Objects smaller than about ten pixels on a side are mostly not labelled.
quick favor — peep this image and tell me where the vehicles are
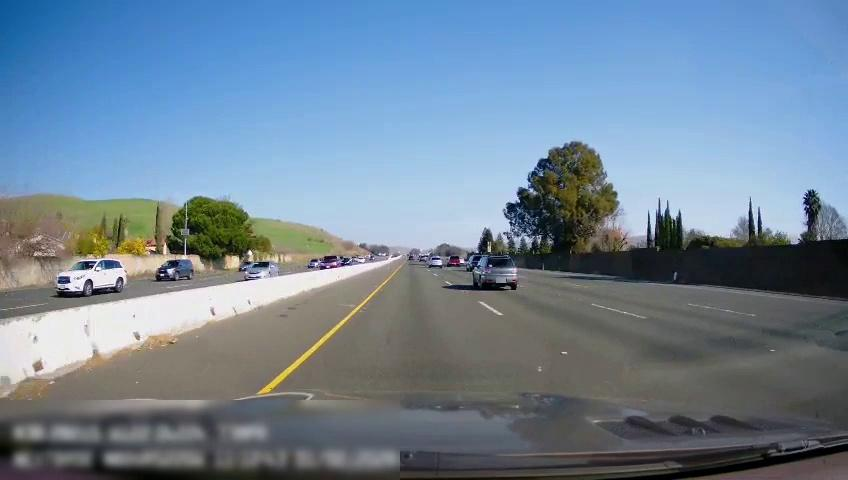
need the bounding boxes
[56,258,128,298]
[467,255,483,271]
[320,254,341,269]
[154,259,193,282]
[447,255,462,267]
[428,256,443,268]
[340,257,353,267]
[473,256,518,289]
[238,260,252,272]
[308,258,322,269]
[245,260,278,280]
